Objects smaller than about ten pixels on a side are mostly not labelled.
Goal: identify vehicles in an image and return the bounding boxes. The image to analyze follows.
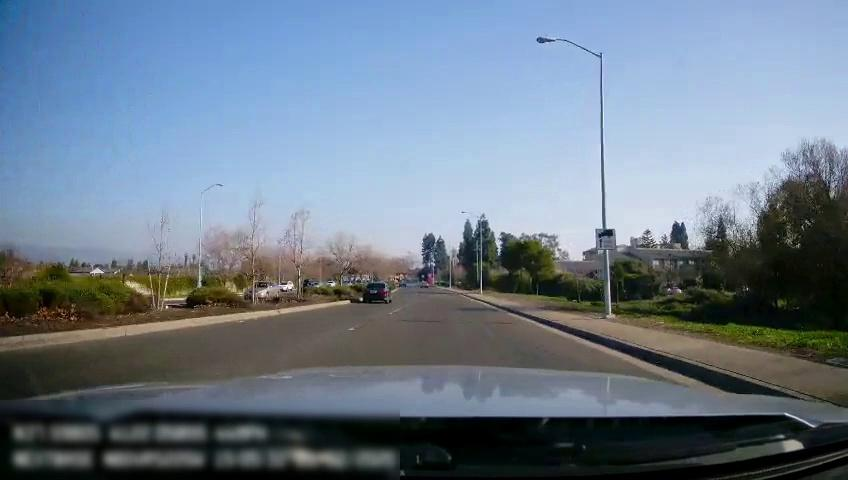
[299,279,315,292]
[363,281,392,303]
[244,281,281,300]
[278,281,294,292]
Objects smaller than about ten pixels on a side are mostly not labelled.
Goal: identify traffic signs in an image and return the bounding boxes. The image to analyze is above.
[595,228,617,250]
